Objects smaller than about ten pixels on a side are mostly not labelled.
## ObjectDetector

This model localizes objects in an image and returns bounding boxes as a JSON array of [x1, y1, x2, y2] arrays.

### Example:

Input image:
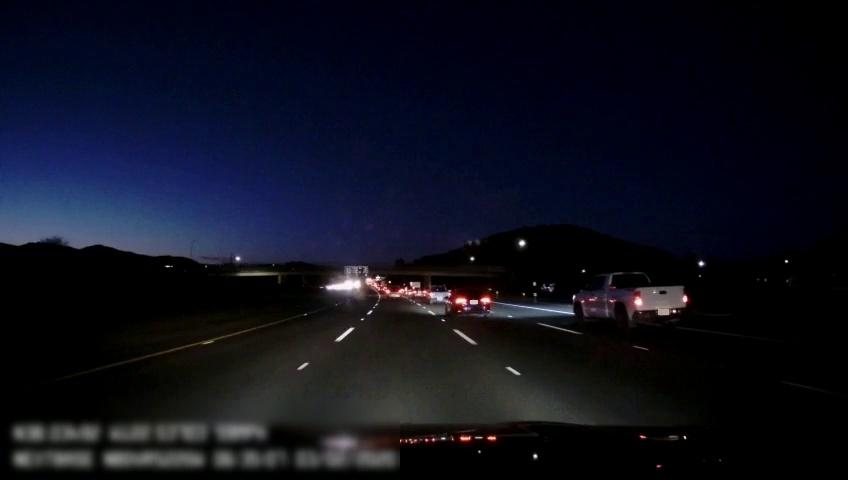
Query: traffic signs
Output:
[[344, 265, 369, 277]]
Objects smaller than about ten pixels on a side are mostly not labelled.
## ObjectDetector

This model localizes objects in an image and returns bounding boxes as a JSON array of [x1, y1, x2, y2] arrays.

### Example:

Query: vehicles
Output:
[[412, 287, 427, 298], [385, 286, 402, 300], [572, 270, 685, 331], [426, 284, 451, 304], [444, 286, 493, 317]]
